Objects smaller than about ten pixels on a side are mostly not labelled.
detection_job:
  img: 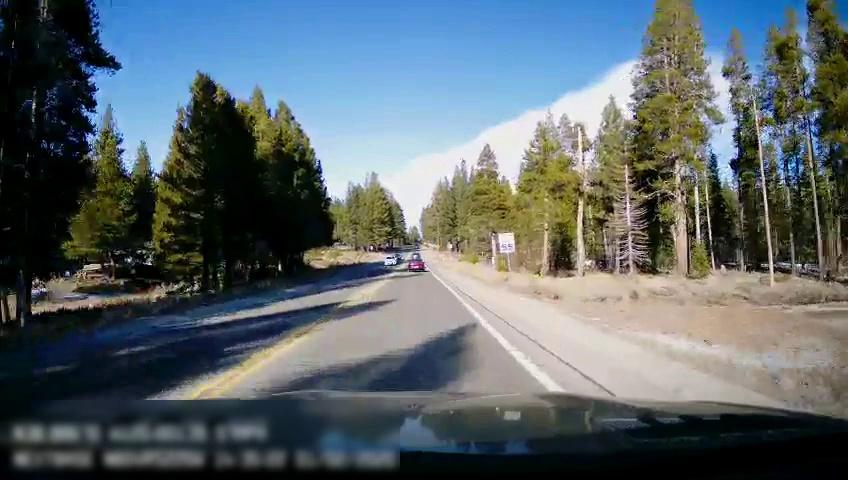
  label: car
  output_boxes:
[407,257,426,273]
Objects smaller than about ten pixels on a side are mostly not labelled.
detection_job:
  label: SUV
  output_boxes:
[383,255,398,267]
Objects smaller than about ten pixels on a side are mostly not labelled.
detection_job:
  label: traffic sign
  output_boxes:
[498,232,515,254]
